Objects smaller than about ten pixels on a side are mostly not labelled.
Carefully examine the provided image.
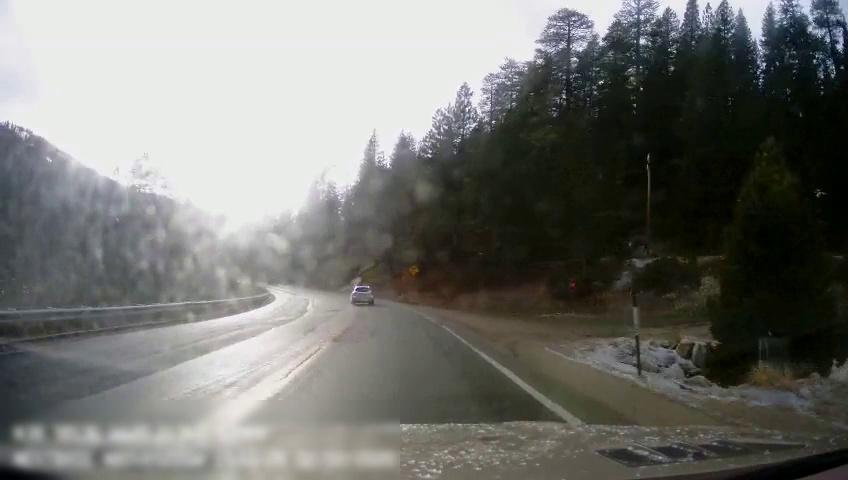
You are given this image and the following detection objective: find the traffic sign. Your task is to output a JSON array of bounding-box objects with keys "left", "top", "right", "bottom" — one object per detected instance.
[{"left": 407, "top": 264, "right": 421, "bottom": 278}]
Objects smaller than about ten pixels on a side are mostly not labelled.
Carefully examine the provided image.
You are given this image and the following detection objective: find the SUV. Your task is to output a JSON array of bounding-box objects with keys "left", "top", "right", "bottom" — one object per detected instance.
[{"left": 350, "top": 285, "right": 374, "bottom": 305}]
